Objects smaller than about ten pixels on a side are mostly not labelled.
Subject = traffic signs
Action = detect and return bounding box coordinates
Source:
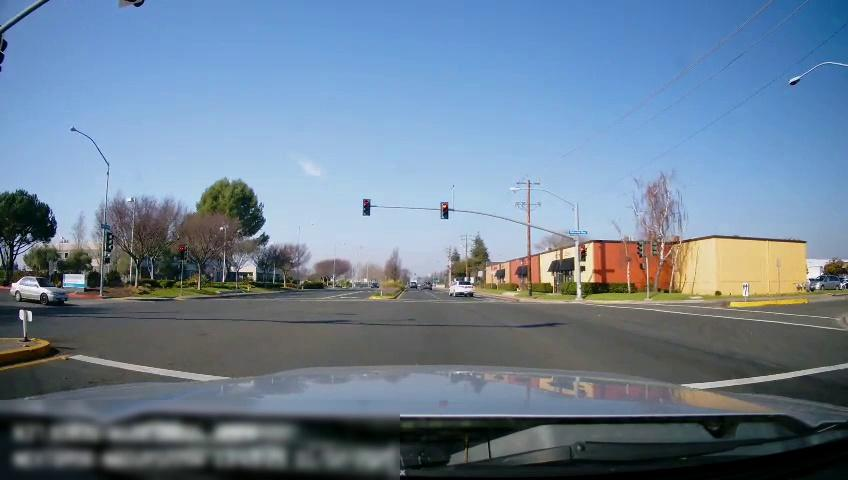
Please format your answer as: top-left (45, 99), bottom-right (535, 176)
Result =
top-left (741, 281), bottom-right (750, 298)
top-left (568, 229), bottom-right (589, 236)
top-left (99, 222), bottom-right (113, 231)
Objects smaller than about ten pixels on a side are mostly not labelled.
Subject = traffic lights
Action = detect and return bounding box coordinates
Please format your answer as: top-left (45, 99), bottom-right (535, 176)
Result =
top-left (636, 239), bottom-right (646, 258)
top-left (0, 23), bottom-right (8, 73)
top-left (439, 201), bottom-right (450, 221)
top-left (104, 231), bottom-right (114, 253)
top-left (176, 244), bottom-right (186, 261)
top-left (361, 197), bottom-right (372, 217)
top-left (183, 247), bottom-right (190, 261)
top-left (117, 0), bottom-right (145, 8)
top-left (578, 243), bottom-right (587, 262)
top-left (650, 239), bottom-right (659, 257)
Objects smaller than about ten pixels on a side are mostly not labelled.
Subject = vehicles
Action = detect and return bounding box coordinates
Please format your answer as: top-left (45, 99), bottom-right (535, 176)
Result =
top-left (448, 279), bottom-right (475, 298)
top-left (10, 276), bottom-right (68, 306)
top-left (420, 280), bottom-right (433, 291)
top-left (408, 281), bottom-right (418, 290)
